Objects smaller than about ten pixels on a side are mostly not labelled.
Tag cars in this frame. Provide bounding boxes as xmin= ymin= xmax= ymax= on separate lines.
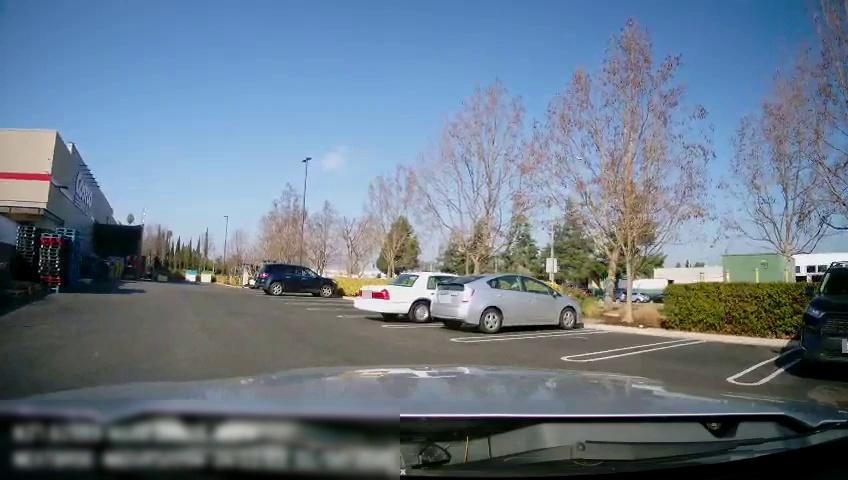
xmin=620 ymin=290 xmax=650 ymax=304
xmin=429 ymin=272 xmax=581 ymax=334
xmin=351 ymin=271 xmax=458 ymax=324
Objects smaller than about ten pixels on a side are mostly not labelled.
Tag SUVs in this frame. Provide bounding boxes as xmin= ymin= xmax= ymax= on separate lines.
xmin=255 ymin=262 xmax=339 ymax=299
xmin=797 ymin=259 xmax=848 ymax=365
